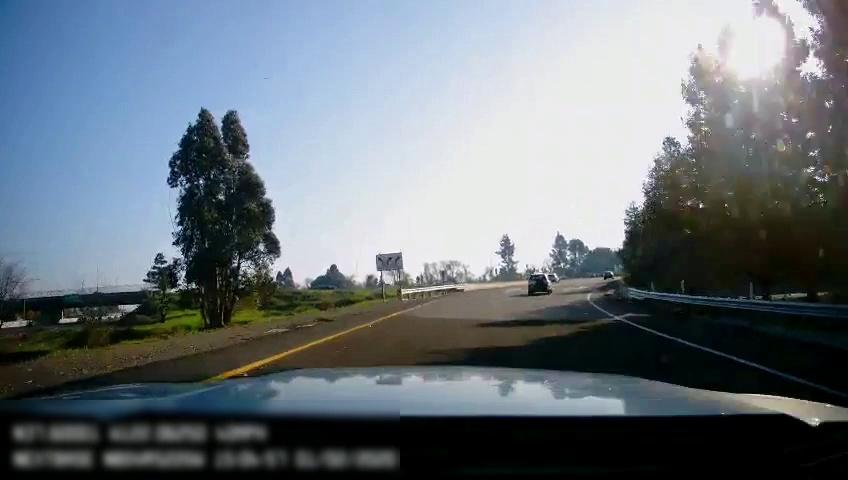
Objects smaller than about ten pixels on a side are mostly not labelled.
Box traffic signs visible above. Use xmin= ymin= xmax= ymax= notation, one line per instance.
xmin=374 ymin=252 xmax=405 ymax=271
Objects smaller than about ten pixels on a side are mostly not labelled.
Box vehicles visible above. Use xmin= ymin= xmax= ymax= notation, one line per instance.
xmin=601 ymin=271 xmax=615 ymax=282
xmin=548 ymin=273 xmax=560 ymax=284
xmin=527 ymin=274 xmax=552 ymax=295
